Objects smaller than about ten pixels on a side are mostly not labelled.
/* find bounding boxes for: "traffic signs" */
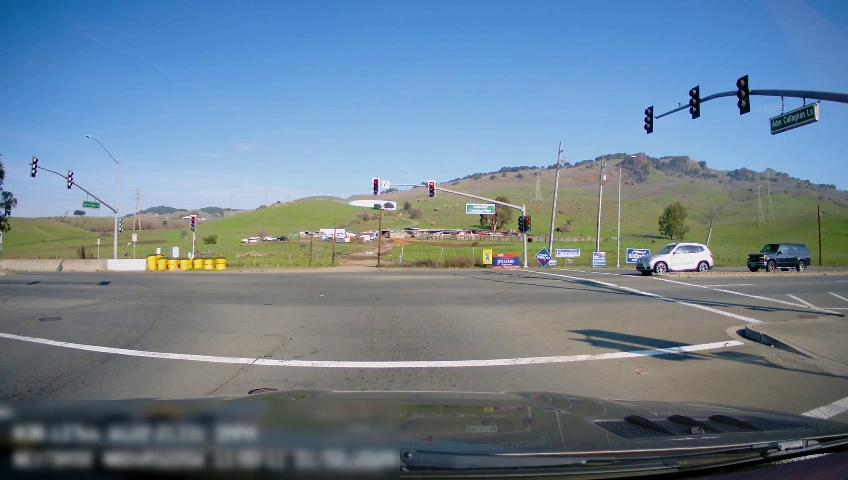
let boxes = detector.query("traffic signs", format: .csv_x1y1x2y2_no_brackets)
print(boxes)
464,201,497,216
81,199,101,209
768,100,821,135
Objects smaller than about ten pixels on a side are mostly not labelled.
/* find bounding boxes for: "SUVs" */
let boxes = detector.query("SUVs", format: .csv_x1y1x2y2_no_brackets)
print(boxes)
636,242,714,276
745,243,811,273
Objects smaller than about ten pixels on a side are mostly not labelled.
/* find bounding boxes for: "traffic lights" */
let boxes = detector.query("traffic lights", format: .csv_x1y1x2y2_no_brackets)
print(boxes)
517,215,525,232
426,178,437,197
523,214,533,232
30,156,40,178
372,177,381,196
687,84,702,120
643,104,655,135
189,214,198,232
735,74,751,115
116,215,125,233
66,168,75,190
